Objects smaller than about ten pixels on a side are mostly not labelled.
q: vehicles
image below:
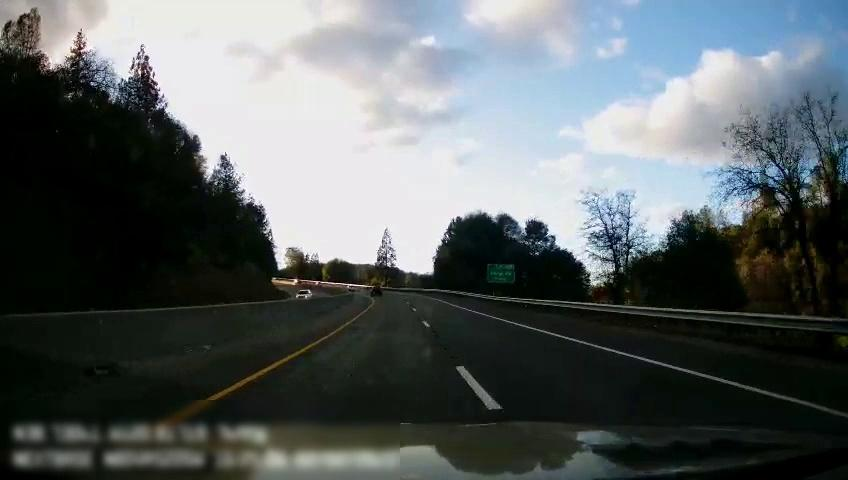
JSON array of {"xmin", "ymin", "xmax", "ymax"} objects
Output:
[
  {"xmin": 371, "ymin": 287, "xmax": 382, "ymax": 297},
  {"xmin": 296, "ymin": 289, "xmax": 313, "ymax": 300}
]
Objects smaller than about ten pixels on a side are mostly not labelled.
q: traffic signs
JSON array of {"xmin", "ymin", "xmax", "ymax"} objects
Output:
[{"xmin": 487, "ymin": 262, "xmax": 516, "ymax": 285}]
